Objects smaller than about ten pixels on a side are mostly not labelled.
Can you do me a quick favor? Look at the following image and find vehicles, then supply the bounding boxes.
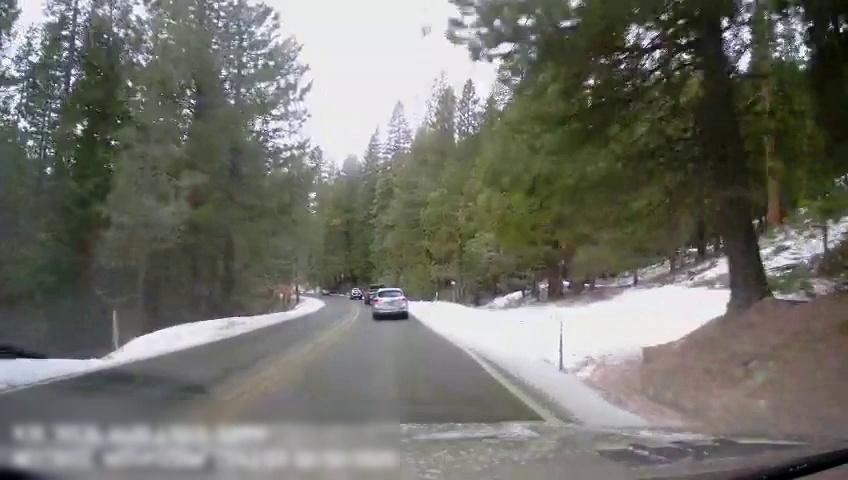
[364,289,379,305]
[349,288,363,300]
[372,288,408,321]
